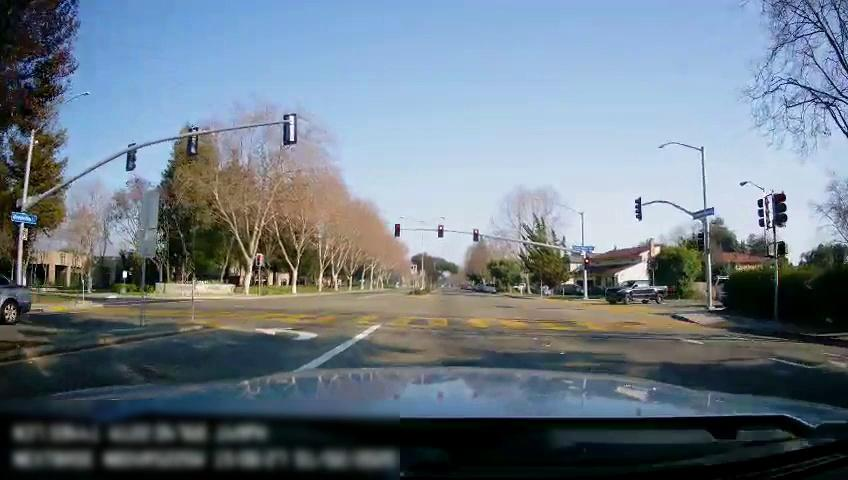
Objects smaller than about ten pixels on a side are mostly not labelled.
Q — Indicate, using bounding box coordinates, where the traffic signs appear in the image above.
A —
[571,245,595,252]
[692,206,715,221]
[11,211,37,225]
[410,264,418,275]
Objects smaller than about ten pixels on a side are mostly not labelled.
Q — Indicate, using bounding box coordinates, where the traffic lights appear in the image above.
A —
[771,192,788,228]
[186,126,200,157]
[283,113,298,146]
[255,252,264,267]
[437,224,444,239]
[775,240,789,257]
[634,195,643,222]
[584,256,591,269]
[697,231,707,252]
[125,142,138,172]
[646,259,653,274]
[472,228,480,242]
[394,223,401,238]
[652,260,659,274]
[756,194,770,227]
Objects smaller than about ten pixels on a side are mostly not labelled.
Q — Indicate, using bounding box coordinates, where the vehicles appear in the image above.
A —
[512,282,536,295]
[556,283,585,296]
[481,282,497,294]
[586,285,609,296]
[532,281,549,295]
[603,279,669,305]
[714,275,731,308]
[0,273,33,326]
